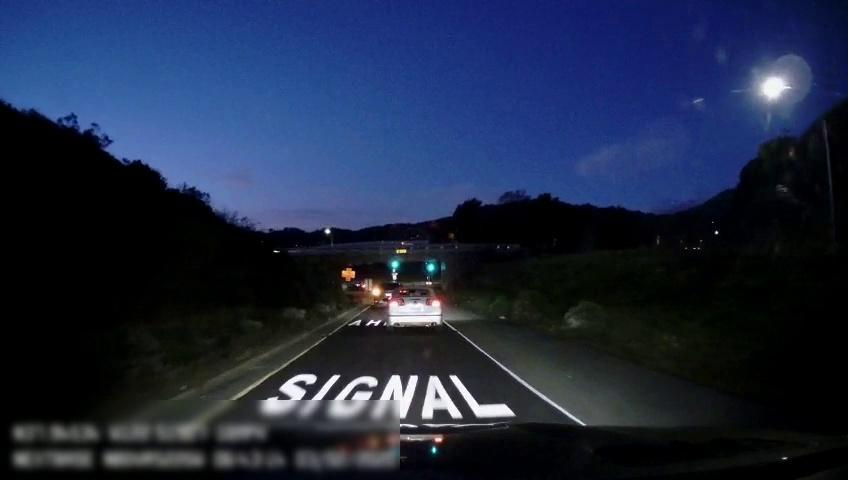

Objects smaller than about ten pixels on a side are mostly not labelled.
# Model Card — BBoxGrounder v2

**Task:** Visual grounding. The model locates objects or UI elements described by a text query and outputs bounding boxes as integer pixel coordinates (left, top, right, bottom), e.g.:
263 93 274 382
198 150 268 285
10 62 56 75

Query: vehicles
387 289 443 332
374 283 403 308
